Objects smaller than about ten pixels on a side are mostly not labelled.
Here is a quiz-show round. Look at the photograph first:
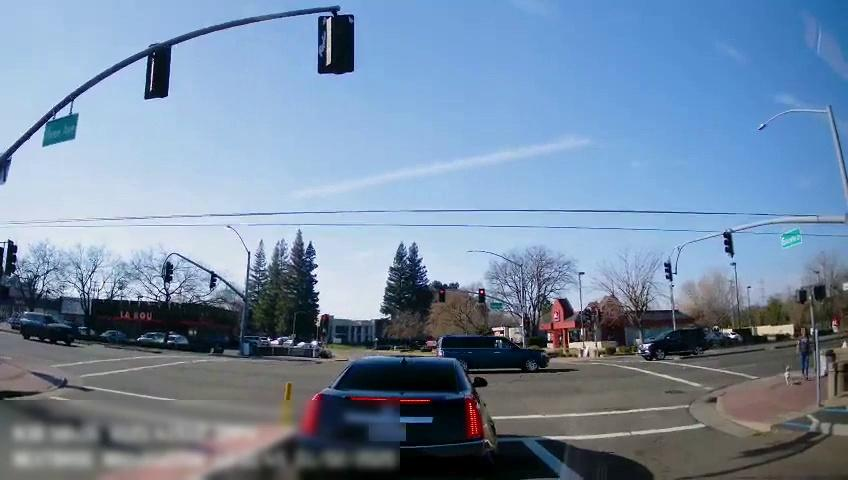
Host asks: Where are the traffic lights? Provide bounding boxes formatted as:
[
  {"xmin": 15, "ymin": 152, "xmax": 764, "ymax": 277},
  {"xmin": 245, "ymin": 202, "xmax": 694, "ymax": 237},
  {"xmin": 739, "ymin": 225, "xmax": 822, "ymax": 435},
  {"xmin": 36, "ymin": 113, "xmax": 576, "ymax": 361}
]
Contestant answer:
[
  {"xmin": 164, "ymin": 261, "xmax": 174, "ymax": 284},
  {"xmin": 811, "ymin": 286, "xmax": 826, "ymax": 302},
  {"xmin": 144, "ymin": 45, "xmax": 171, "ymax": 99},
  {"xmin": 663, "ymin": 261, "xmax": 673, "ymax": 282},
  {"xmin": 597, "ymin": 307, "xmax": 604, "ymax": 322},
  {"xmin": 209, "ymin": 271, "xmax": 217, "ymax": 289},
  {"xmin": 524, "ymin": 316, "xmax": 531, "ymax": 329},
  {"xmin": 321, "ymin": 314, "xmax": 329, "ymax": 327},
  {"xmin": 0, "ymin": 247, "xmax": 4, "ymax": 278},
  {"xmin": 586, "ymin": 308, "xmax": 593, "ymax": 322},
  {"xmin": 794, "ymin": 290, "xmax": 808, "ymax": 304},
  {"xmin": 439, "ymin": 287, "xmax": 446, "ymax": 303},
  {"xmin": 317, "ymin": 14, "xmax": 355, "ymax": 74},
  {"xmin": 478, "ymin": 287, "xmax": 485, "ymax": 303},
  {"xmin": 0, "ymin": 287, "xmax": 10, "ymax": 300},
  {"xmin": 5, "ymin": 240, "xmax": 18, "ymax": 277},
  {"xmin": 723, "ymin": 231, "xmax": 734, "ymax": 257}
]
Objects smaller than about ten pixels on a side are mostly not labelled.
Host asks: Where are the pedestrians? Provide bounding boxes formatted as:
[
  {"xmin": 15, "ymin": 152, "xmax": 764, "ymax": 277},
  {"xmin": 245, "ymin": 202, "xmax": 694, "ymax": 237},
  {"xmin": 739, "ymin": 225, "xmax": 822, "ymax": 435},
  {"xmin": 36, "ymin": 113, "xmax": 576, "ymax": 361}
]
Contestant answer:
[{"xmin": 796, "ymin": 326, "xmax": 812, "ymax": 380}]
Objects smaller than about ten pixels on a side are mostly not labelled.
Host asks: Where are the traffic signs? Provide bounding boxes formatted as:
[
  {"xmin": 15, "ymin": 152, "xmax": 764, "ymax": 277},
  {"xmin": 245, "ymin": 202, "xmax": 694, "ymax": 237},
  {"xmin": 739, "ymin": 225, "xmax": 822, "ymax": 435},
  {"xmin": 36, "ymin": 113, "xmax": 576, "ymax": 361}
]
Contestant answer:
[
  {"xmin": 490, "ymin": 302, "xmax": 503, "ymax": 309},
  {"xmin": 783, "ymin": 229, "xmax": 801, "ymax": 248},
  {"xmin": 42, "ymin": 113, "xmax": 78, "ymax": 147}
]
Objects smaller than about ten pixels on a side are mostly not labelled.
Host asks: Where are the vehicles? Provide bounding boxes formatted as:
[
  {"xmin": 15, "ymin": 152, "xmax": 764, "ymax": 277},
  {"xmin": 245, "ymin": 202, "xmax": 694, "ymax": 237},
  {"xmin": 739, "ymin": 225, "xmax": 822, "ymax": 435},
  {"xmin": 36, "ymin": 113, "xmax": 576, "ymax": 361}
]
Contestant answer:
[
  {"xmin": 638, "ymin": 329, "xmax": 710, "ymax": 361},
  {"xmin": 436, "ymin": 335, "xmax": 548, "ymax": 374},
  {"xmin": 75, "ymin": 327, "xmax": 97, "ymax": 338},
  {"xmin": 295, "ymin": 354, "xmax": 496, "ymax": 480},
  {"xmin": 98, "ymin": 331, "xmax": 125, "ymax": 342},
  {"xmin": 136, "ymin": 332, "xmax": 167, "ymax": 345},
  {"xmin": 160, "ymin": 334, "xmax": 189, "ymax": 346},
  {"xmin": 18, "ymin": 311, "xmax": 76, "ymax": 346}
]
